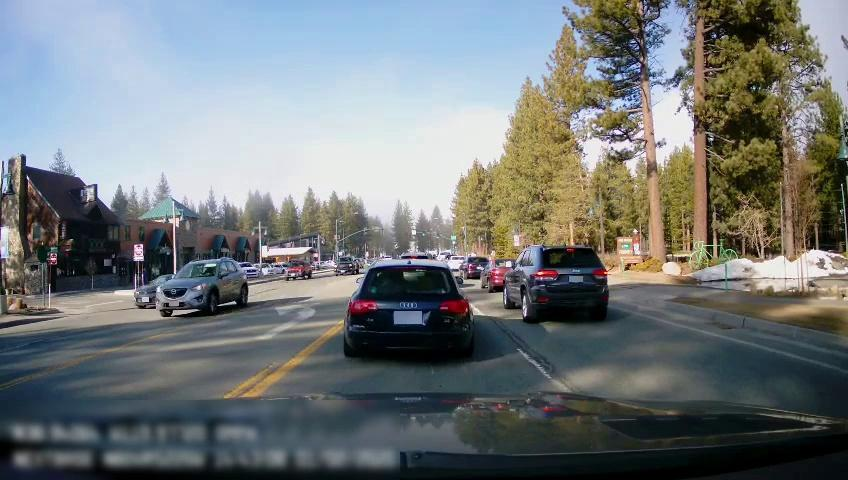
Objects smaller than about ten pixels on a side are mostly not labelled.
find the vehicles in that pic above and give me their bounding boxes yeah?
[156,260,248,317]
[234,260,257,279]
[345,262,473,360]
[448,256,465,271]
[336,259,361,275]
[285,261,313,281]
[479,258,522,293]
[135,273,176,309]
[399,254,434,264]
[505,245,608,322]
[457,256,491,280]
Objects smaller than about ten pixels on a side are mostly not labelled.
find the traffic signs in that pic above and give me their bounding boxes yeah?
[131,243,144,261]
